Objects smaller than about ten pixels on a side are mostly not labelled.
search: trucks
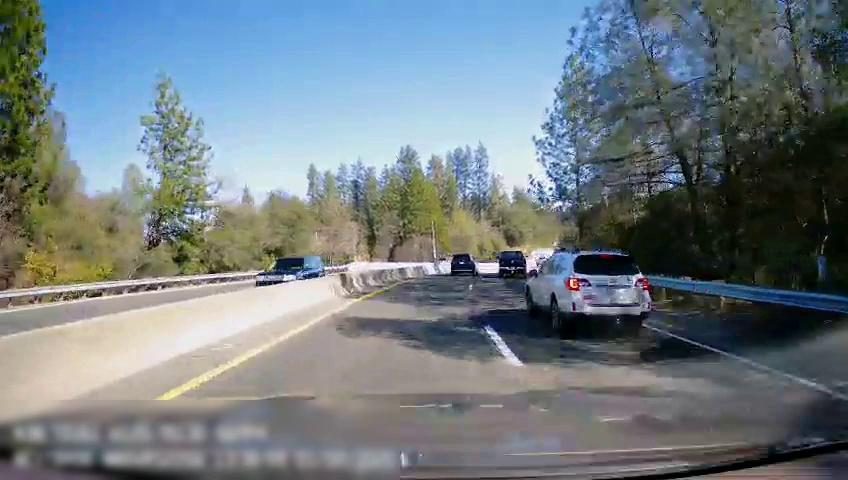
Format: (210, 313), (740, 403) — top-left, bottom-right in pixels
(495, 250), (529, 277)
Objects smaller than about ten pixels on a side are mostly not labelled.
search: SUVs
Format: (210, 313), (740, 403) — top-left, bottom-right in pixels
(450, 253), (479, 275)
(524, 249), (651, 338)
(255, 256), (327, 290)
